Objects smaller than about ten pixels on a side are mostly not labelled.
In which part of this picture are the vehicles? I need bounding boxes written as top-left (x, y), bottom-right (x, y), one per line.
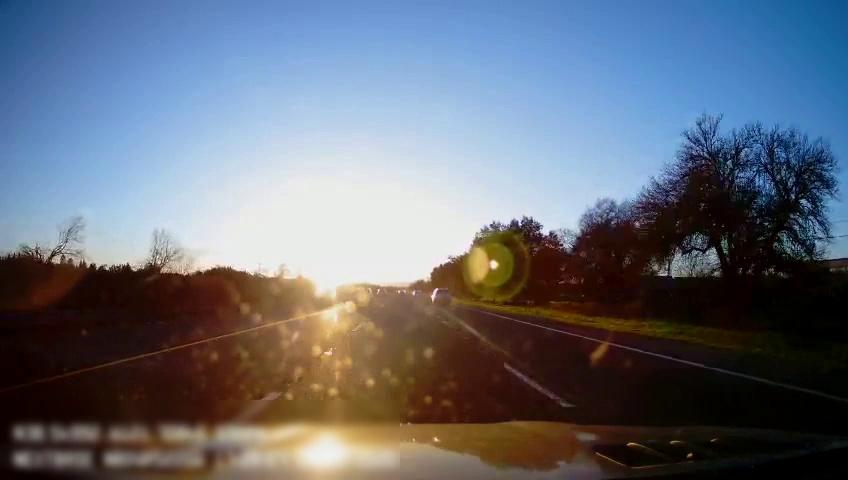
top-left (338, 285), bottom-right (369, 313)
top-left (375, 289), bottom-right (389, 302)
top-left (431, 288), bottom-right (453, 305)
